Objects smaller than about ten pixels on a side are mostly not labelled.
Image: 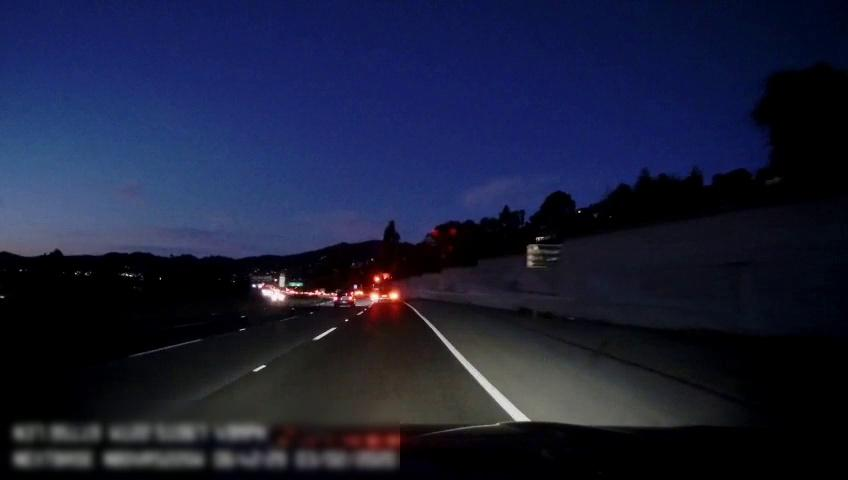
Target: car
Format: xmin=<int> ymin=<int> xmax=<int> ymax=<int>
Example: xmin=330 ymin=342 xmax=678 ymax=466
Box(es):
xmin=333 ymin=290 xmax=358 ymax=309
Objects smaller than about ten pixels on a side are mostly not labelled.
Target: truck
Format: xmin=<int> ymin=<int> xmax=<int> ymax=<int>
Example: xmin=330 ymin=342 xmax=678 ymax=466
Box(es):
xmin=370 ymin=271 xmax=397 ymax=305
